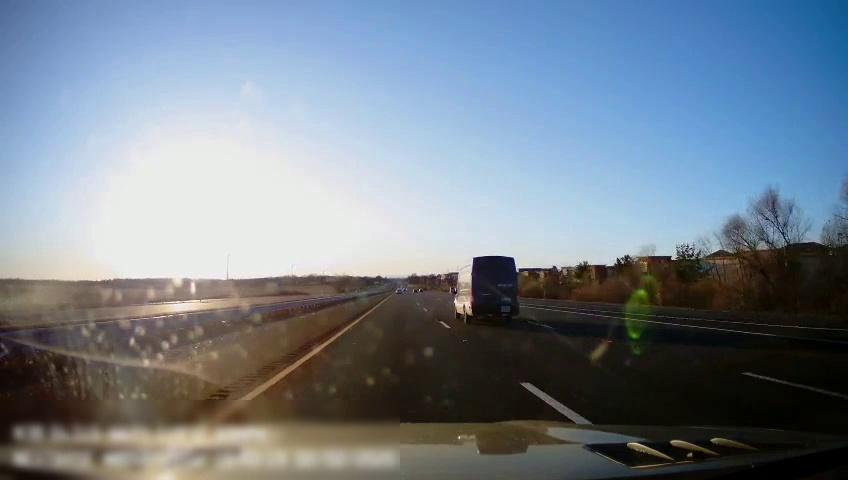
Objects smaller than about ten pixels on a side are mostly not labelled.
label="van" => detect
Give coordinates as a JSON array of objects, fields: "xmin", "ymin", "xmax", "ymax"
[{"xmin": 450, "ymin": 256, "xmax": 522, "ymax": 328}]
